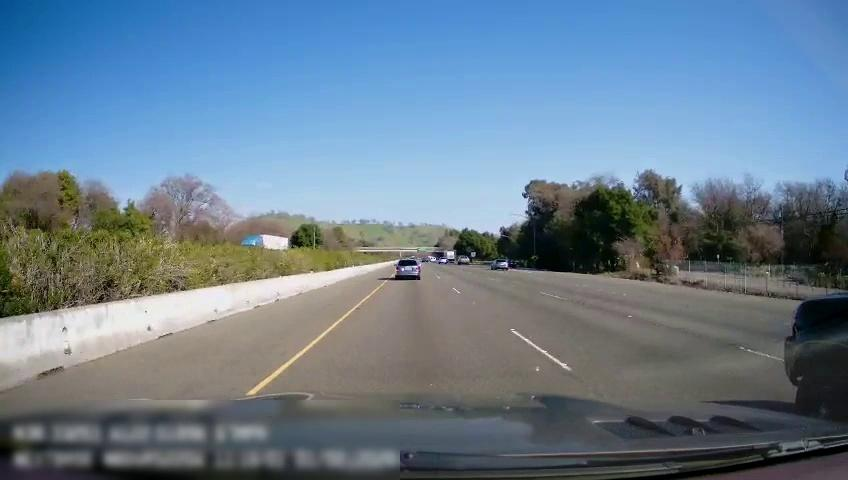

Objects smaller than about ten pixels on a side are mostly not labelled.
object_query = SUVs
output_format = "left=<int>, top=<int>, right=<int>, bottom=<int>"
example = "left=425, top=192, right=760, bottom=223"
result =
left=393, top=258, right=421, bottom=280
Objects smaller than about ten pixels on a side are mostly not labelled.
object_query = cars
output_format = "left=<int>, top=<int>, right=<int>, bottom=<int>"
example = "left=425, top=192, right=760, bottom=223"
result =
left=491, top=258, right=509, bottom=271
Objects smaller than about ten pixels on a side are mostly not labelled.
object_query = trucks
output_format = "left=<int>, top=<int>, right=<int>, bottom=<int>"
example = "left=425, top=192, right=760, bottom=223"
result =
left=240, top=233, right=289, bottom=252
left=456, top=255, right=470, bottom=266
left=446, top=250, right=455, bottom=264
